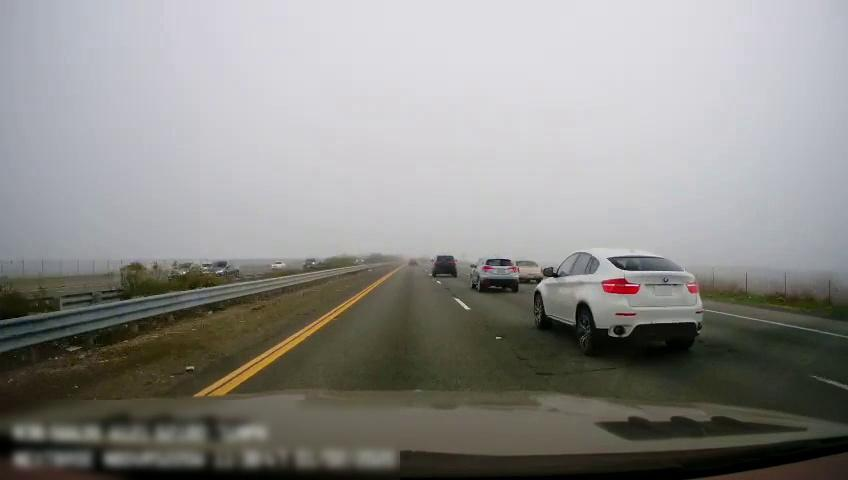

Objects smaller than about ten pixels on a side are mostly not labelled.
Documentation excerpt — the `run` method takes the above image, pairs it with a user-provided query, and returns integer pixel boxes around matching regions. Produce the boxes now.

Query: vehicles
[429,254,458,278]
[206,260,241,278]
[271,261,289,271]
[531,246,705,356]
[302,258,321,270]
[509,259,547,285]
[167,262,204,282]
[469,255,520,294]
[198,263,213,272]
